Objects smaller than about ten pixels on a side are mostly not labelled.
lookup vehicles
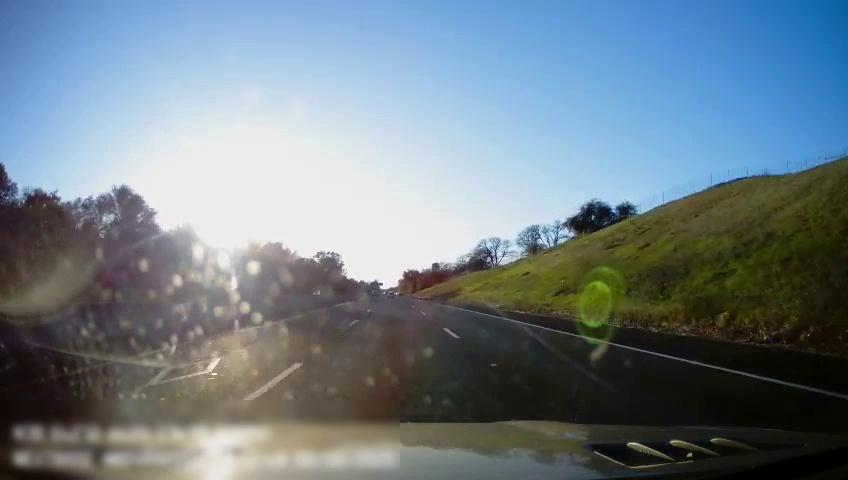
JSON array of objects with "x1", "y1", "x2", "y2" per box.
[
  {"x1": 369, "y1": 289, "x2": 382, "y2": 297},
  {"x1": 387, "y1": 292, "x2": 396, "y2": 299}
]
